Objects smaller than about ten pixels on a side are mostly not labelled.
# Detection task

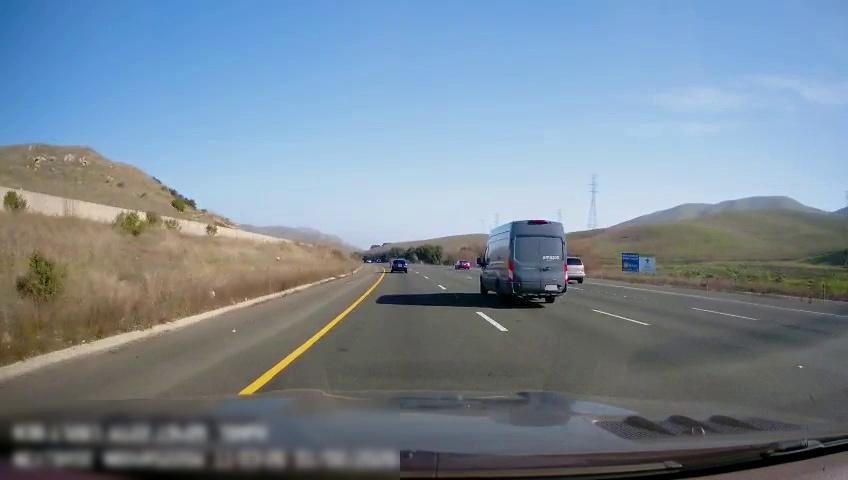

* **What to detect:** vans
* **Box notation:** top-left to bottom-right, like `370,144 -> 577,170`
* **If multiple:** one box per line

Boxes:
475,218 -> 569,306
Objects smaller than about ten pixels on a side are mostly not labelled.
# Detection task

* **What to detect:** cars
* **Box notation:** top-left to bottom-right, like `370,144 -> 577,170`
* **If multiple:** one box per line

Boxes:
567,256 -> 585,284
391,258 -> 408,273
454,259 -> 470,270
